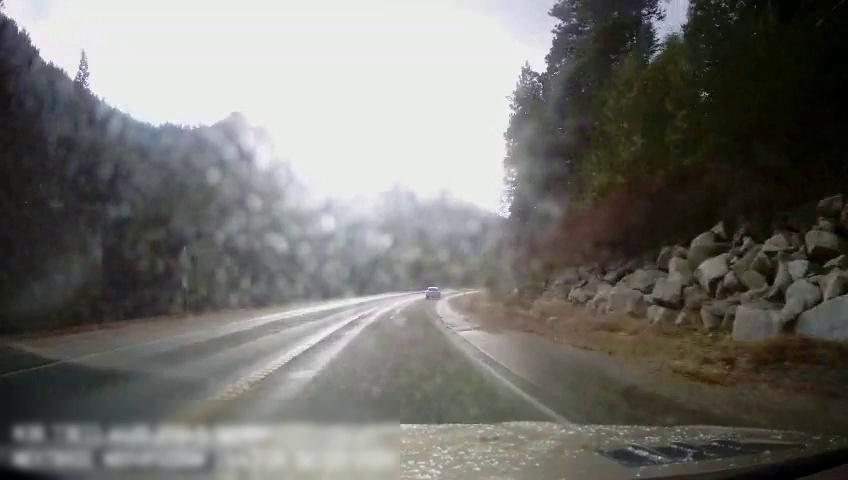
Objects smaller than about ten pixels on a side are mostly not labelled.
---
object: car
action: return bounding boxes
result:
[425,286,440,300]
